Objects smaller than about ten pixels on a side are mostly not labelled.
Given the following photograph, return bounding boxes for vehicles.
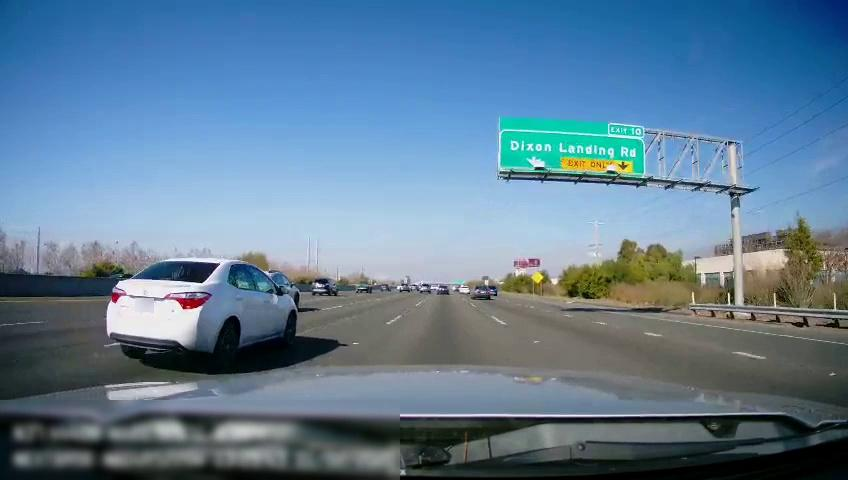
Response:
[105,257,298,362]
[380,283,392,292]
[437,285,450,295]
[459,285,471,295]
[110,273,136,279]
[486,285,498,297]
[311,277,338,296]
[399,283,411,293]
[470,284,491,300]
[355,280,372,293]
[258,269,301,312]
[419,283,432,293]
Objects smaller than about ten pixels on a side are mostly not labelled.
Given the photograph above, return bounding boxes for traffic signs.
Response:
[454,279,465,284]
[530,271,545,285]
[497,114,647,187]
